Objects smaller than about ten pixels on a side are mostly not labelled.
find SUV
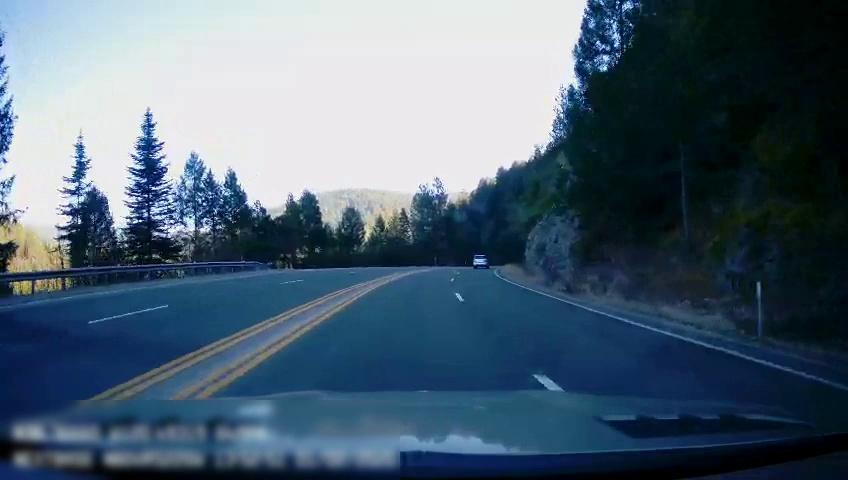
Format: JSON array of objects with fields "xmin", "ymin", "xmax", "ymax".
[{"xmin": 472, "ymin": 254, "xmax": 490, "ymax": 270}]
